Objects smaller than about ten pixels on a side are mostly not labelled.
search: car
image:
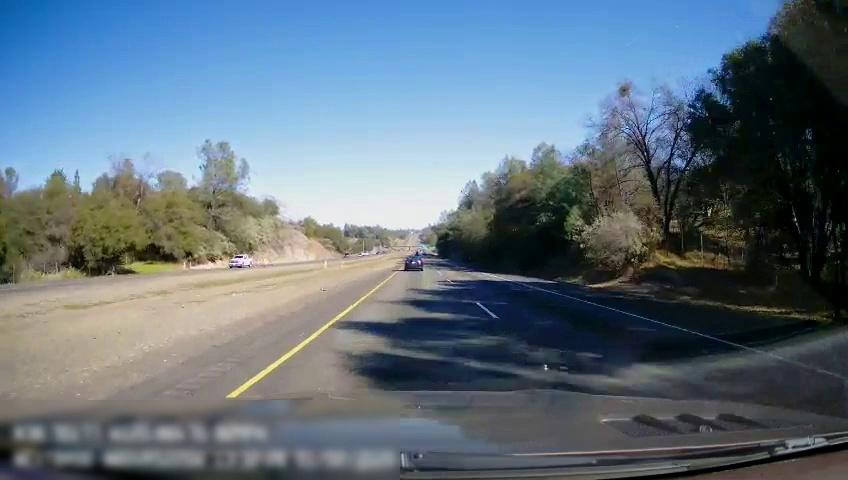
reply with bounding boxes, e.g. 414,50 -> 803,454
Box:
405,257 -> 424,271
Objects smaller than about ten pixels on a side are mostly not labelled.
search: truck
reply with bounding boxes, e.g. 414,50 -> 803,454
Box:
228,255 -> 254,268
